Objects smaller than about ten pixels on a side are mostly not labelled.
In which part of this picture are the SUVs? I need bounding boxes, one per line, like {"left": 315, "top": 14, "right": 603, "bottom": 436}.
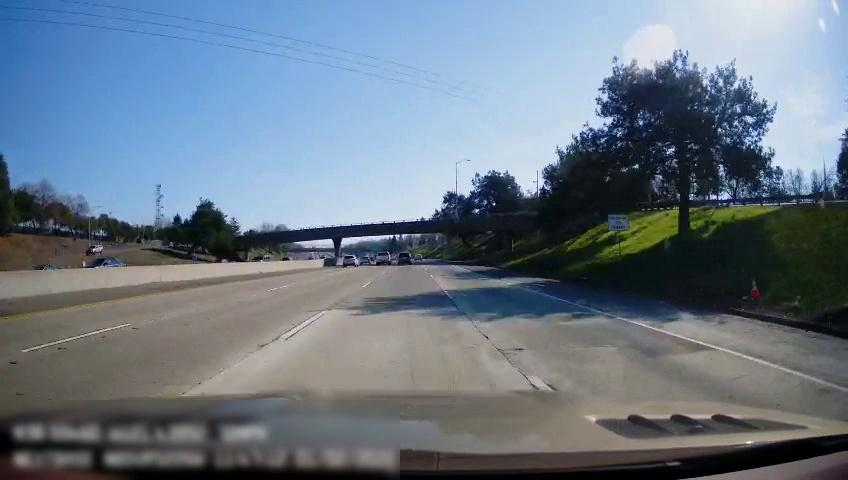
{"left": 396, "top": 251, "right": 413, "bottom": 266}
{"left": 374, "top": 250, "right": 391, "bottom": 266}
{"left": 342, "top": 254, "right": 360, "bottom": 268}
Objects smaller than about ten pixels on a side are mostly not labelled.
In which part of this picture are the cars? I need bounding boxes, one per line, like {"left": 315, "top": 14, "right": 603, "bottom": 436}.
{"left": 359, "top": 255, "right": 372, "bottom": 265}
{"left": 82, "top": 257, "right": 123, "bottom": 269}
